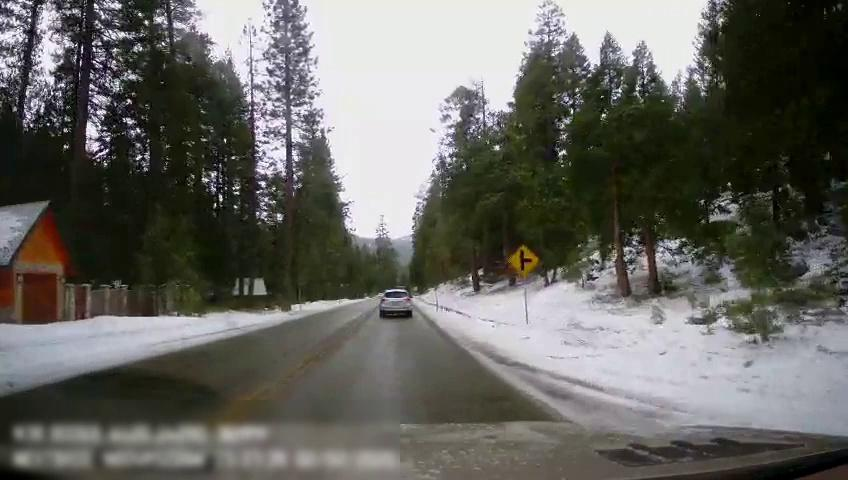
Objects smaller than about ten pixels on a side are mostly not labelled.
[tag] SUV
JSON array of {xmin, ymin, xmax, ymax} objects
[{"xmin": 379, "ymin": 289, "xmax": 413, "ymax": 319}]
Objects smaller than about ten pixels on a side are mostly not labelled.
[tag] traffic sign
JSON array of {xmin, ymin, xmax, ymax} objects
[{"xmin": 507, "ymin": 244, "xmax": 540, "ymax": 278}]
